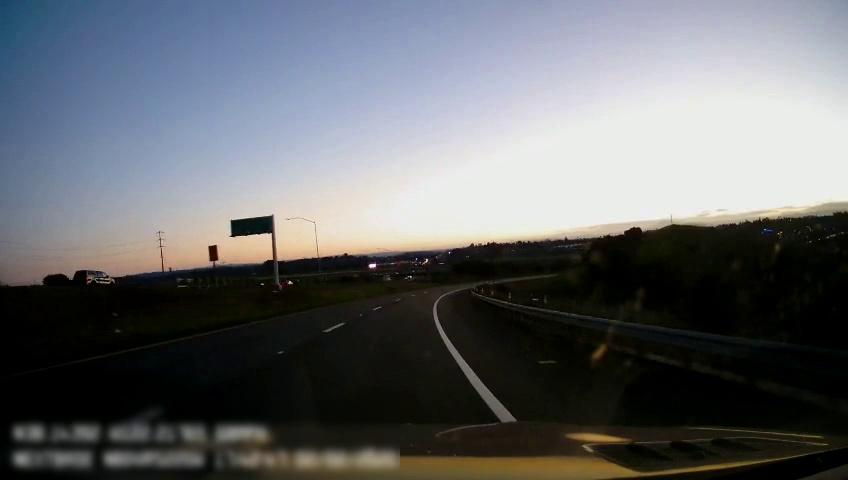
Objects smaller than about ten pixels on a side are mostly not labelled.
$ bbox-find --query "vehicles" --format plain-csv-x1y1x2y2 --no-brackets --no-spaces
280,279,294,288
72,269,117,294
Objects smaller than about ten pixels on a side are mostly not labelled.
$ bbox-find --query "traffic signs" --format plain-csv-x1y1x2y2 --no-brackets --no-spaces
231,215,272,236
208,245,220,262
